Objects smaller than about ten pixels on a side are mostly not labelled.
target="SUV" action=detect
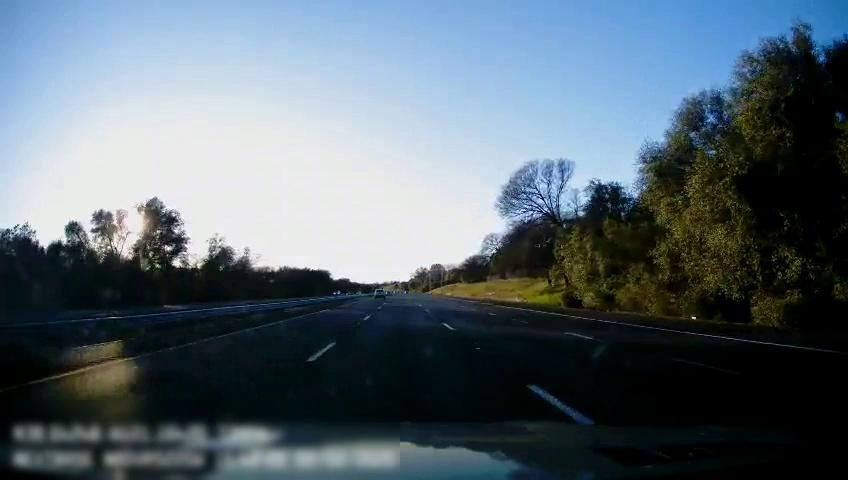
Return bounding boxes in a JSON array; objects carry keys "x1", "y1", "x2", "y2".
[{"x1": 373, "y1": 288, "x2": 388, "y2": 299}]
